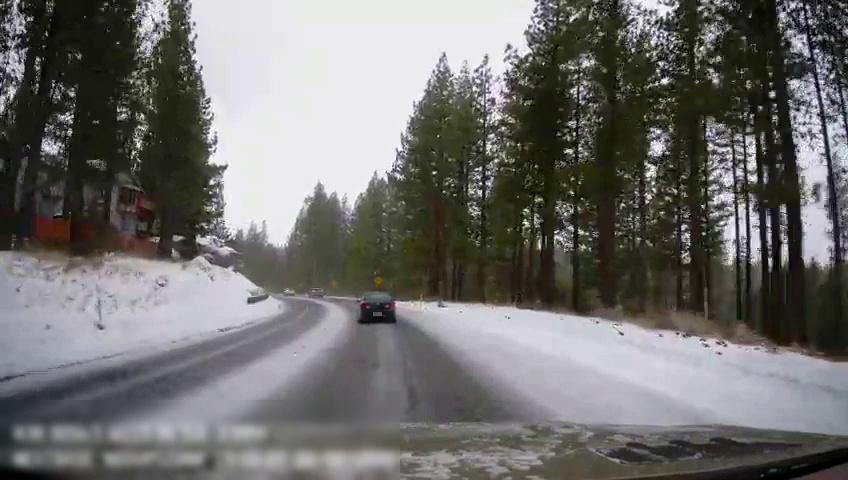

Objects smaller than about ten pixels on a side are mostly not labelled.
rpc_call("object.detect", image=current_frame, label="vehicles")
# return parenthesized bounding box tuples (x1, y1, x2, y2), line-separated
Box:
(356, 291, 396, 323)
(282, 287, 295, 296)
(309, 287, 324, 299)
